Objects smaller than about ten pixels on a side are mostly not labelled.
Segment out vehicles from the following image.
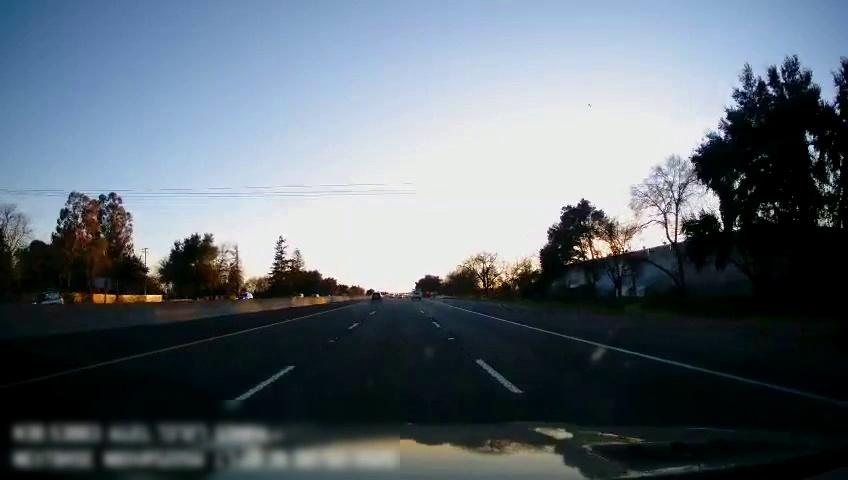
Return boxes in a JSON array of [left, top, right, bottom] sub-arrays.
[[371, 291, 383, 301], [30, 292, 64, 305], [236, 292, 253, 301], [410, 290, 423, 300]]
